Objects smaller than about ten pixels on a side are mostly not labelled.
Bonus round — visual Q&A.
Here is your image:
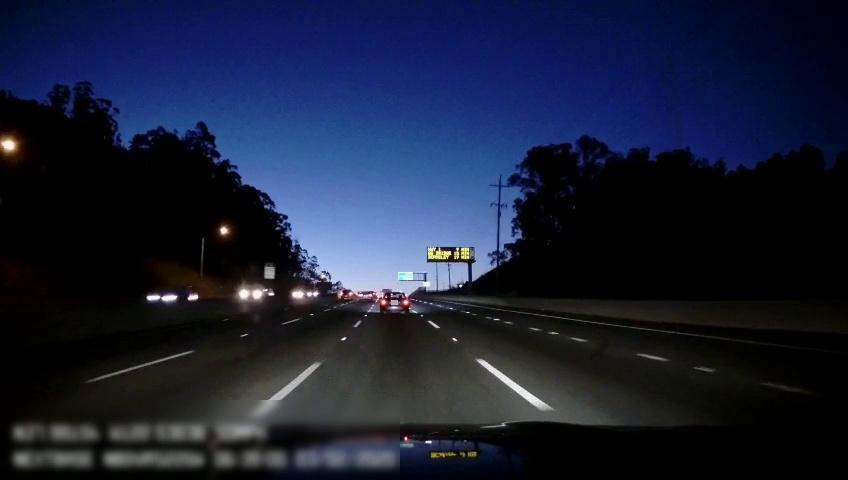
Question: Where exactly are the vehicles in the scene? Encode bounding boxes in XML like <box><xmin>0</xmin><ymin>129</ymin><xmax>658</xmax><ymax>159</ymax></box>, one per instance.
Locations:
<box><xmin>263</xmin><ymin>288</ymin><xmax>275</xmax><ymax>298</ymax></box>
<box><xmin>359</xmin><ymin>291</ymin><xmax>374</xmax><ymax>302</ymax></box>
<box><xmin>340</xmin><ymin>289</ymin><xmax>355</xmax><ymax>301</ymax></box>
<box><xmin>378</xmin><ymin>291</ymin><xmax>409</xmax><ymax>317</ymax></box>
<box><xmin>292</xmin><ymin>290</ymin><xmax>305</xmax><ymax>298</ymax></box>
<box><xmin>240</xmin><ymin>285</ymin><xmax>266</xmax><ymax>300</ymax></box>
<box><xmin>146</xmin><ymin>286</ymin><xmax>199</xmax><ymax>304</ymax></box>
<box><xmin>307</xmin><ymin>290</ymin><xmax>320</xmax><ymax>297</ymax></box>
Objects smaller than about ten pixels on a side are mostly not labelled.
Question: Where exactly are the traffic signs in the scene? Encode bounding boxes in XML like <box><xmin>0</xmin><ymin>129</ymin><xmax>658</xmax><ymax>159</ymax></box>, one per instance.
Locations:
<box><xmin>264</xmin><ymin>266</ymin><xmax>276</xmax><ymax>280</ymax></box>
<box><xmin>398</xmin><ymin>272</ymin><xmax>413</xmax><ymax>281</ymax></box>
